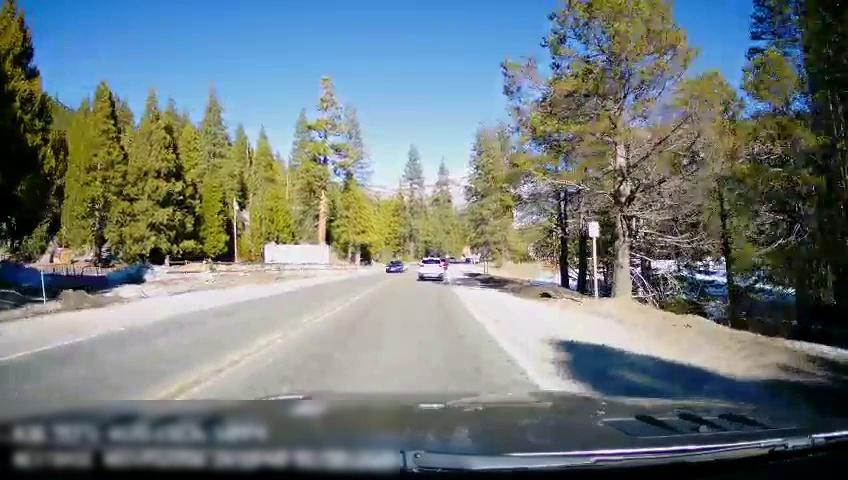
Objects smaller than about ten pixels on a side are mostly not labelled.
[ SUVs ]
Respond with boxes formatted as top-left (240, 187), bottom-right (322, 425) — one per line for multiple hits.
top-left (416, 257), bottom-right (445, 282)
top-left (438, 257), bottom-right (449, 271)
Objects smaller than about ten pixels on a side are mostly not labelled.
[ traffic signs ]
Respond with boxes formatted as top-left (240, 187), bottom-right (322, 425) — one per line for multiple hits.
top-left (588, 221), bottom-right (601, 238)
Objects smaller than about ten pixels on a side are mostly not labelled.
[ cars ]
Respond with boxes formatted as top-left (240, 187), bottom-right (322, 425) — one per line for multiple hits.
top-left (384, 259), bottom-right (406, 274)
